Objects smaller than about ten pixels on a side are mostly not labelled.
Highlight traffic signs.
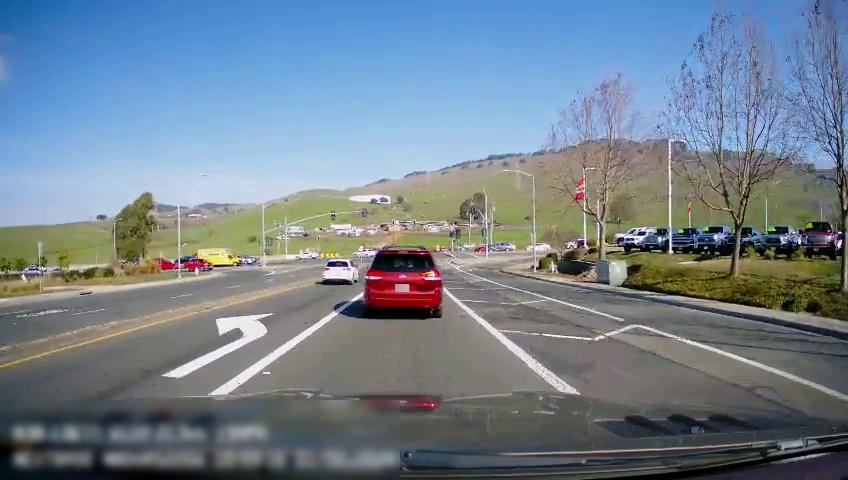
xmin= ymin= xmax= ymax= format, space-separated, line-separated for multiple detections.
xmin=36 ymin=239 xmax=44 ymax=257
xmin=285 ymin=225 xmax=305 ymax=234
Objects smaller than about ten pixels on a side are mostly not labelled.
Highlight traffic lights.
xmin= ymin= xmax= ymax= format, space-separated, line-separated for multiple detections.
xmin=329 ymin=210 xmax=337 ymax=221
xmin=479 ymin=224 xmax=486 ymax=238
xmin=455 ymin=228 xmax=462 ymax=240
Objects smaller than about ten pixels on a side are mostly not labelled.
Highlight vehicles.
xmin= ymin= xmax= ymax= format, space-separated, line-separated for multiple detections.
xmin=237 ymin=255 xmax=256 ymax=265
xmin=197 ymin=248 xmax=241 ymax=267
xmin=351 ymin=248 xmax=377 ymax=258
xmin=473 ymin=244 xmax=487 ymax=253
xmin=298 ymin=250 xmax=320 ymax=260
xmin=362 ymin=244 xmax=445 ymax=319
xmin=487 ymin=242 xmax=514 ymax=253
xmin=565 ymin=238 xmax=584 ymax=250
xmin=174 ymin=255 xmax=195 ymax=266
xmin=183 ymin=258 xmax=213 ymax=272
xmin=321 ymin=257 xmax=360 ymax=286
xmin=155 ymin=258 xmax=179 ymax=271
xmin=526 ymin=243 xmax=552 ymax=253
